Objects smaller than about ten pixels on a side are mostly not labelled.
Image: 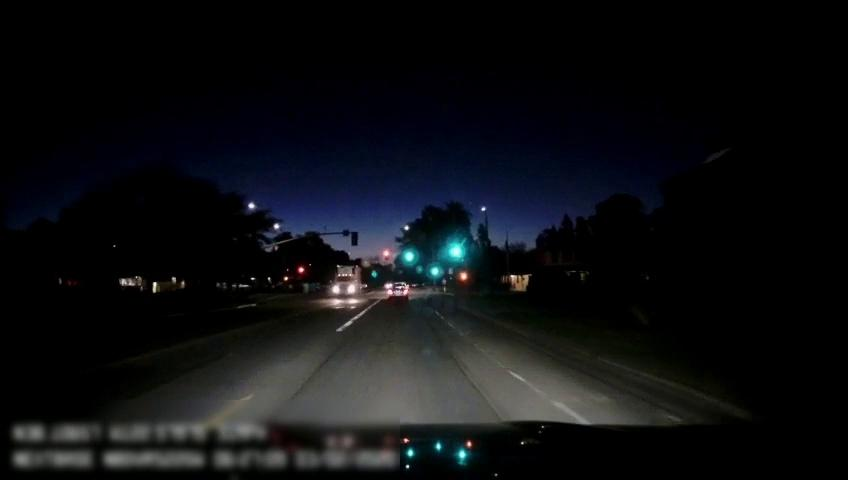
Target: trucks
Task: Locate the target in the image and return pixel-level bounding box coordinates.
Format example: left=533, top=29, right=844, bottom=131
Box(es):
left=330, top=265, right=362, bottom=298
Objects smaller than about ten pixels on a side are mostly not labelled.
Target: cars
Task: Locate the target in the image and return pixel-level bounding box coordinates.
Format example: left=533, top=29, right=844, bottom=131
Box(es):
left=388, top=284, right=409, bottom=300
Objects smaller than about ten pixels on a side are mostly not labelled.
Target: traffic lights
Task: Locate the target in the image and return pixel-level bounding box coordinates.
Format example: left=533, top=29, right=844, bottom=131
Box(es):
left=431, top=263, right=439, bottom=275
left=452, top=241, right=459, bottom=257
left=351, top=231, right=360, bottom=247
left=383, top=250, right=390, bottom=262
left=405, top=249, right=414, bottom=261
